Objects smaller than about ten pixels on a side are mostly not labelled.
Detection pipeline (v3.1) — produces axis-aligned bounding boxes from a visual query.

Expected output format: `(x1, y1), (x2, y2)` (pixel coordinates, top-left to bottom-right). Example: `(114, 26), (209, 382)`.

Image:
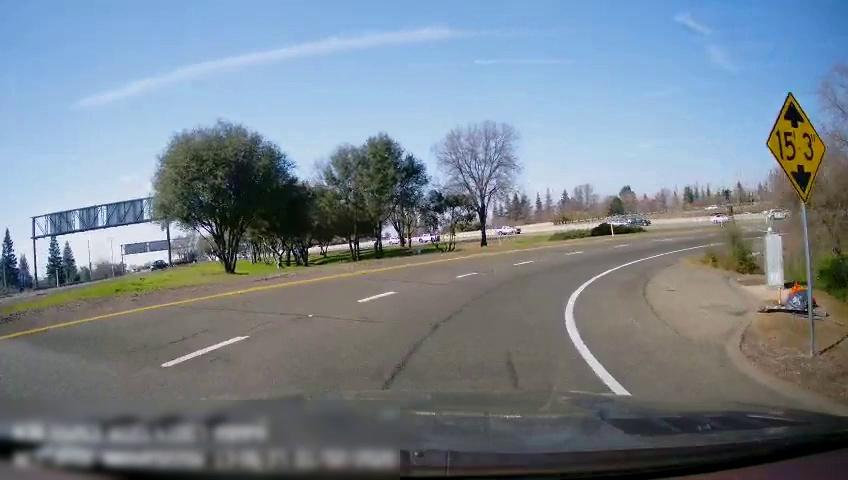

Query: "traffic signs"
(765, 90), (826, 200)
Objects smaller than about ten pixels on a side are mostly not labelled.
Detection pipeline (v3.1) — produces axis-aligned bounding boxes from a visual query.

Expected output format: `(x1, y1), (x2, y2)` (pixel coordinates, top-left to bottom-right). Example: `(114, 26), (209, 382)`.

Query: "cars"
(712, 214), (729, 224)
(767, 209), (784, 220)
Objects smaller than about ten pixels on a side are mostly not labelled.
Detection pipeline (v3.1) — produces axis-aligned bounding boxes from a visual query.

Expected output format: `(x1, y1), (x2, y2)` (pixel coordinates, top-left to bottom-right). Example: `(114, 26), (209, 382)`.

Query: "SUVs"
(628, 217), (652, 226)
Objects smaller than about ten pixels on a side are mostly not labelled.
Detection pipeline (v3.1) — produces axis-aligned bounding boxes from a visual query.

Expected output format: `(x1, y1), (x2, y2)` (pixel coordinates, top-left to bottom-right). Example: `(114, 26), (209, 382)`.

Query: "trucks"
(496, 225), (522, 236)
(150, 259), (169, 271)
(418, 233), (438, 243)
